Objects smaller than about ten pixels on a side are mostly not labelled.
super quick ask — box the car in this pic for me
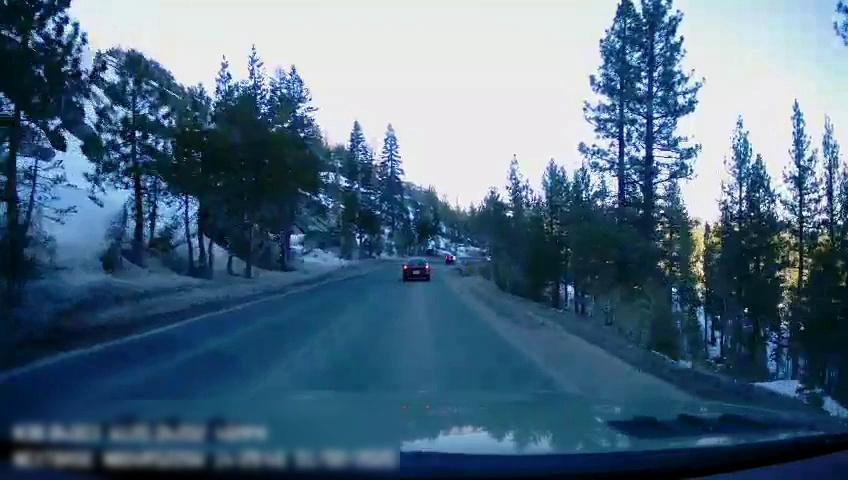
[401,256,433,281]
